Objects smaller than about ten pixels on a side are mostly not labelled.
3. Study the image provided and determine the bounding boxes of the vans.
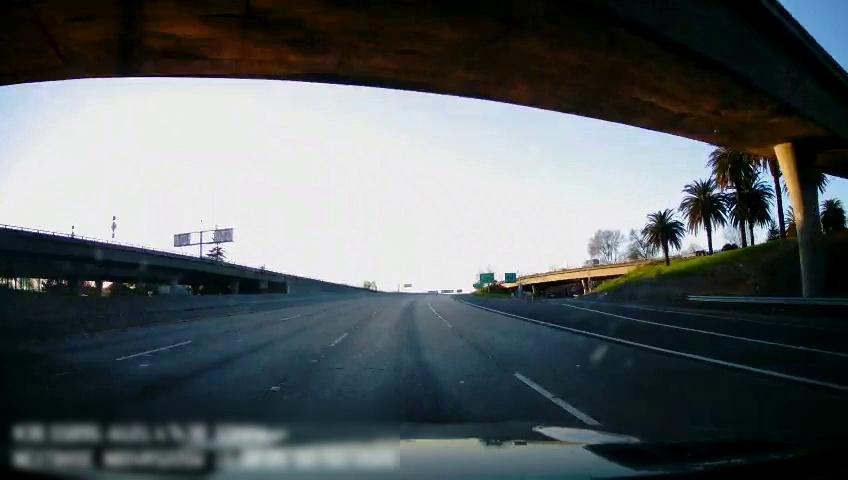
[580,258,600,268]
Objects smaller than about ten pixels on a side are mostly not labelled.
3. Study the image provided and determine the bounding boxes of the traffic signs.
[480,272,495,283]
[504,272,517,284]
